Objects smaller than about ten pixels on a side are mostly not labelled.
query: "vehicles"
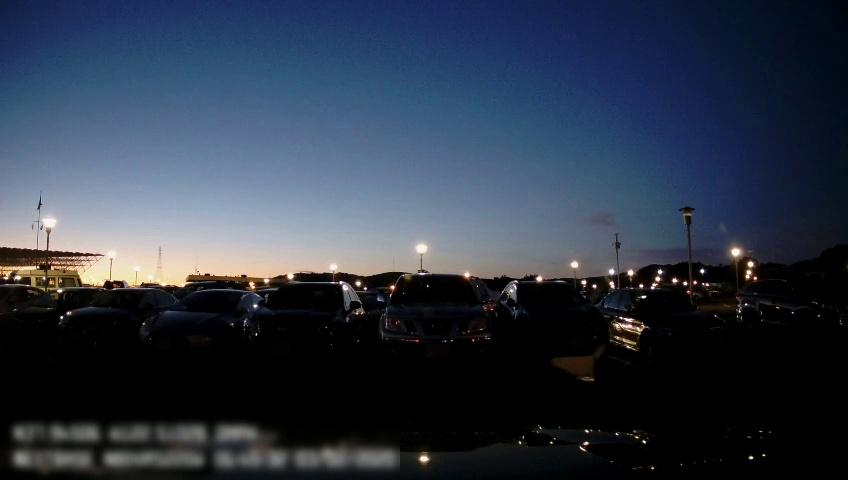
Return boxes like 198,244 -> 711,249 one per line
0,266 -> 82,294
590,288 -> 738,371
137,288 -> 266,365
52,287 -> 179,355
737,276 -> 848,345
0,283 -> 47,323
3,288 -> 109,337
102,279 -> 129,290
373,271 -> 503,381
491,278 -> 614,366
240,279 -> 372,373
